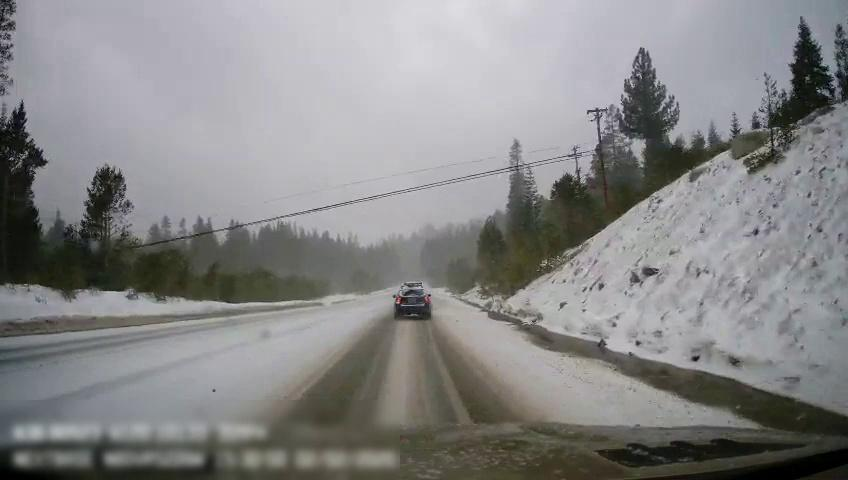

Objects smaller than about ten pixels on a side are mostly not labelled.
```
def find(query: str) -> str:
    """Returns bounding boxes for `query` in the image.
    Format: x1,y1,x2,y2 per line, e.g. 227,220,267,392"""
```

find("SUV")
393,281,431,319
